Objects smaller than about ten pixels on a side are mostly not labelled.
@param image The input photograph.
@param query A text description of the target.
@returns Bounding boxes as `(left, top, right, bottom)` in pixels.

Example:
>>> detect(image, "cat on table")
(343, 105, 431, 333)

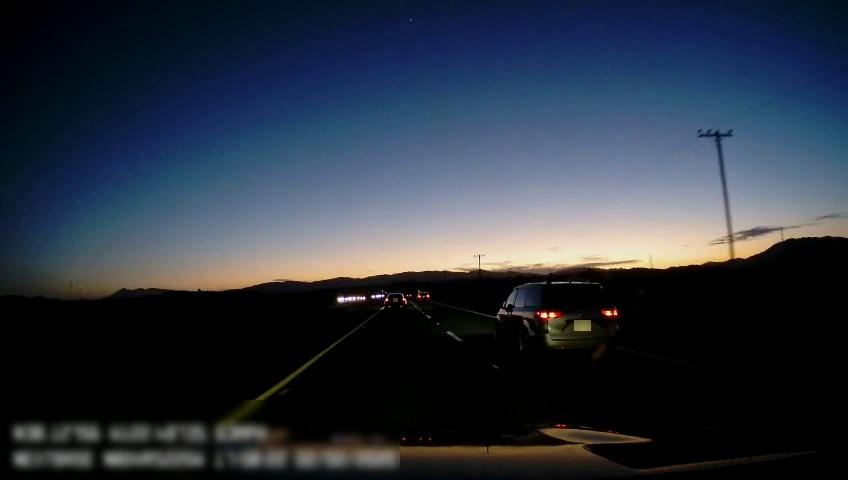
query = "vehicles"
(416, 291, 431, 303)
(385, 291, 409, 310)
(493, 280, 619, 355)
